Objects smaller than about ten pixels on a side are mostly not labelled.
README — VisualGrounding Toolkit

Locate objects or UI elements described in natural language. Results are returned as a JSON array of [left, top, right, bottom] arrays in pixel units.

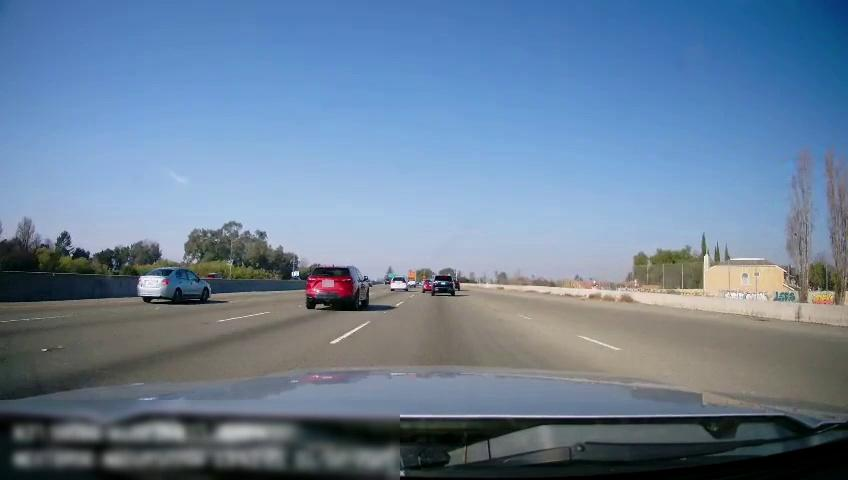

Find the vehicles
[[431, 275, 455, 296], [305, 265, 371, 311], [136, 267, 211, 305], [201, 273, 225, 280], [452, 278, 461, 292], [389, 275, 410, 292], [421, 279, 433, 294]]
